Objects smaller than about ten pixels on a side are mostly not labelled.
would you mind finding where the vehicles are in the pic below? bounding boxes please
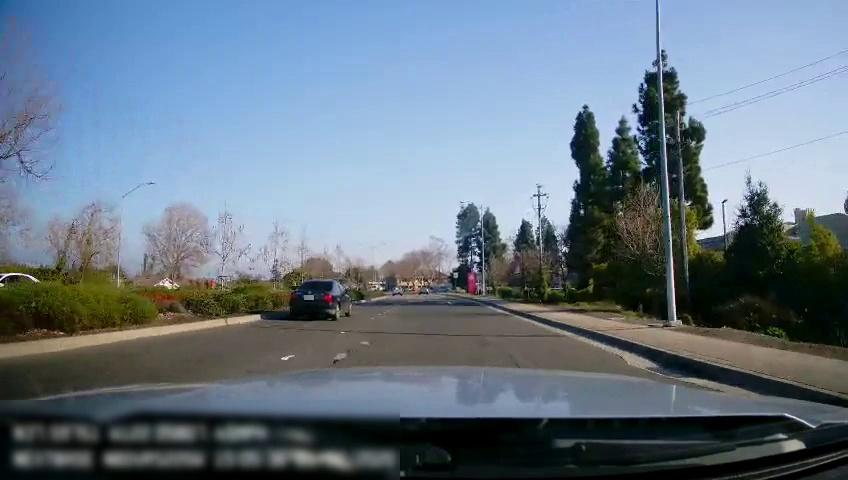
[0,273,41,288]
[290,279,353,320]
[392,287,403,296]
